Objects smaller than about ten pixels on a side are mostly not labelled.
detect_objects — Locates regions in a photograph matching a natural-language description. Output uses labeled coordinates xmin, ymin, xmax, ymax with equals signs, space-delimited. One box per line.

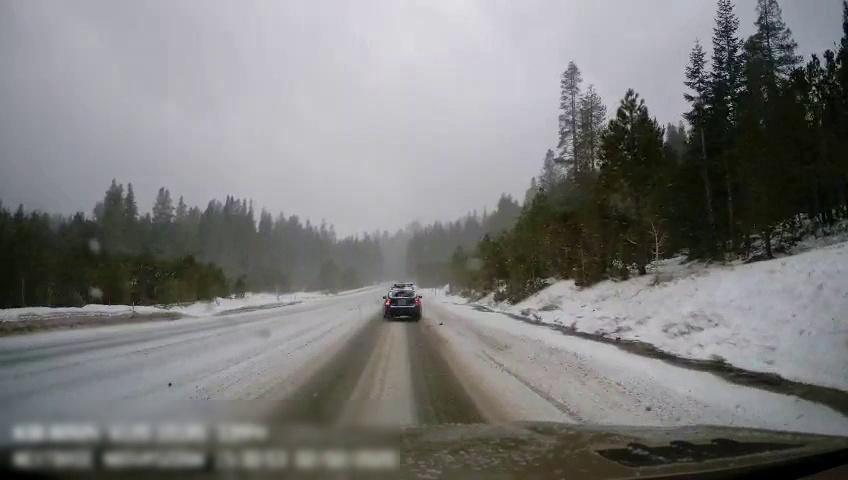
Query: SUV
xmin=382 ymin=282 xmax=423 ymax=321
